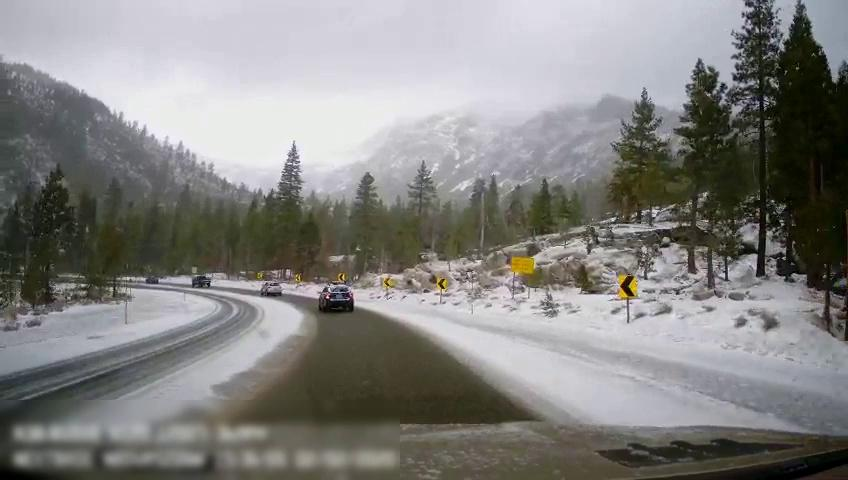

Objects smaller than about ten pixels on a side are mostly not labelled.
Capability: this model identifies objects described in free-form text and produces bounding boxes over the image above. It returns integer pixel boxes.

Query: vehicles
[260,282,283,297]
[145,276,159,284]
[191,275,211,288]
[317,281,355,313]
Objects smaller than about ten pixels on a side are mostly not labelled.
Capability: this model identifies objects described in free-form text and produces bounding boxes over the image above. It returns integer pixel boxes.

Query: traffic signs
[618,274,639,299]
[383,277,392,289]
[510,255,535,274]
[436,276,448,290]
